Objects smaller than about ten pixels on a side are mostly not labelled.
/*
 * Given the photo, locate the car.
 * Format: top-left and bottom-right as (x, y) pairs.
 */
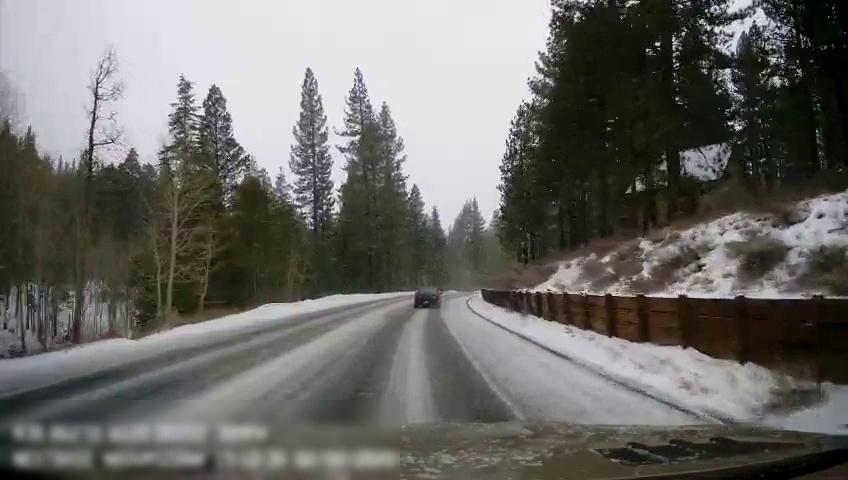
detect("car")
(414, 286), (443, 309)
